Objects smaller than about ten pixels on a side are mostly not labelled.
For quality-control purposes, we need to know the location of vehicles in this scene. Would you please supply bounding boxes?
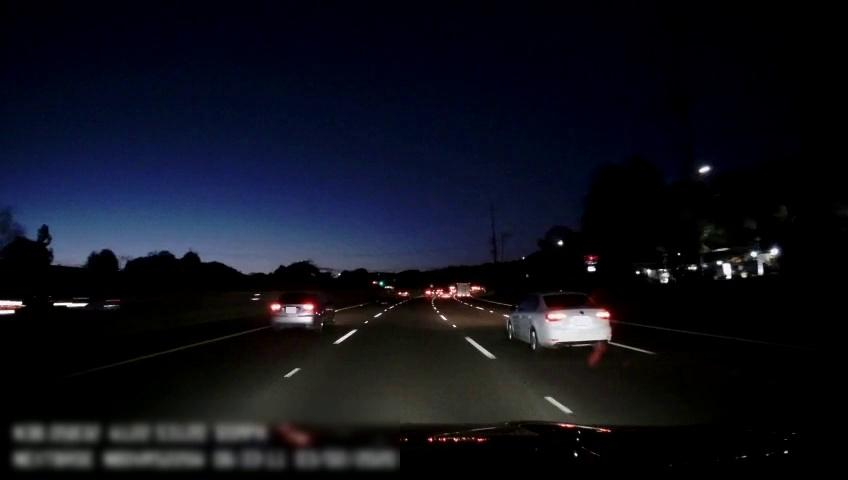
[457,282,471,300]
[269,290,335,334]
[505,292,612,358]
